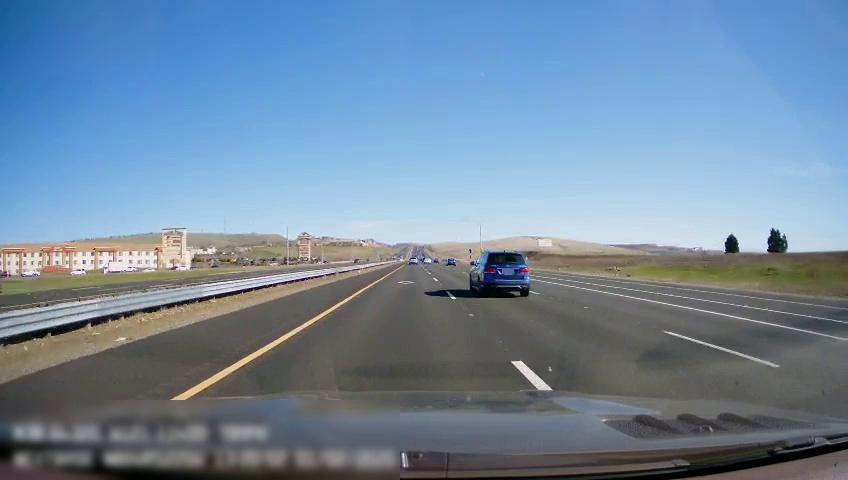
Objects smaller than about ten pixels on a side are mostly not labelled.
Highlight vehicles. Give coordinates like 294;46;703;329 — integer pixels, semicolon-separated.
0;271;9;277
102;264;125;274
142;268;156;272
409;256;419;265
71;268;86;275
175;265;190;271
126;266;138;272
445;257;456;266
424;255;433;263
469;251;530;297
20;269;41;277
